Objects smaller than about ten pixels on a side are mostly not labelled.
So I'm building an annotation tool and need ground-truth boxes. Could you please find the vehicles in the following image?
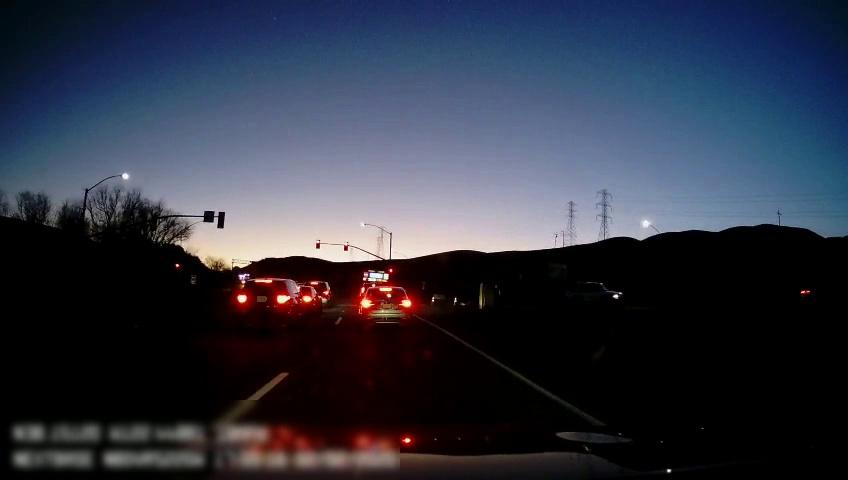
[359,282,380,297]
[799,282,848,302]
[565,281,624,305]
[234,278,304,328]
[359,286,413,326]
[293,285,323,318]
[304,280,332,309]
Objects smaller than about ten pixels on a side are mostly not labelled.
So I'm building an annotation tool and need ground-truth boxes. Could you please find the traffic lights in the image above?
[149,213,158,232]
[315,239,321,250]
[216,211,226,229]
[343,241,349,252]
